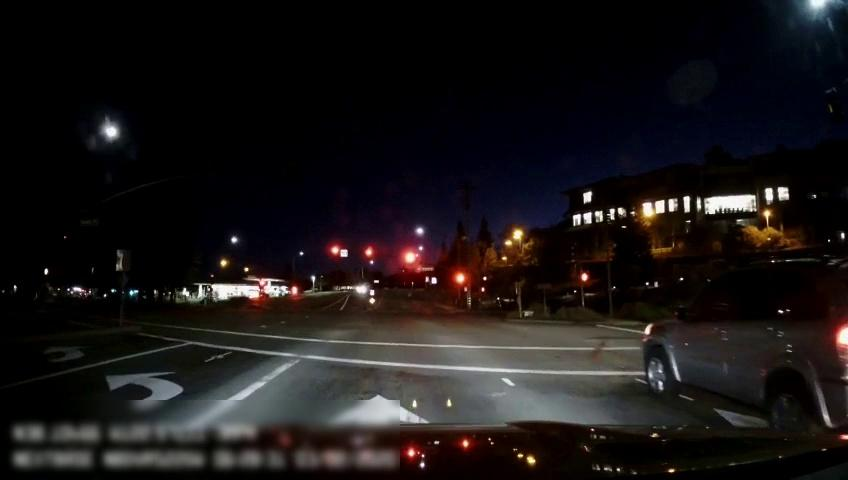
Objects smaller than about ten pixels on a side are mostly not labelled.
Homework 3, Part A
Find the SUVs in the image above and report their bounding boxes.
[641,256,848,429]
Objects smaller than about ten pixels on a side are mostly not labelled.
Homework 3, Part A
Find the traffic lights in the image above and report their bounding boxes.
[580,270,588,283]
[331,245,339,260]
[455,271,465,288]
[406,252,414,268]
[569,245,579,267]
[365,248,373,263]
